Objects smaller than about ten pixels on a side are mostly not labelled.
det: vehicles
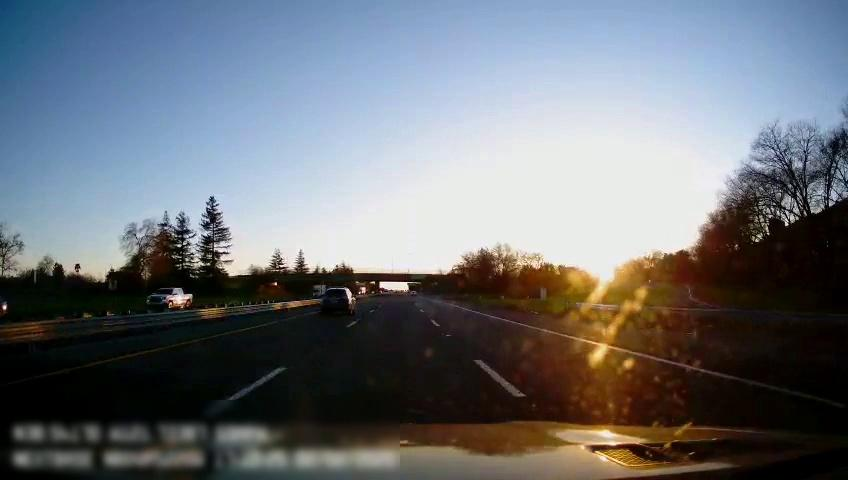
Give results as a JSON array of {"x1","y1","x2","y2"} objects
[
  {"x1": 0, "y1": 294, "x2": 8, "y2": 320},
  {"x1": 320, "y1": 287, "x2": 357, "y2": 317},
  {"x1": 146, "y1": 287, "x2": 194, "y2": 312}
]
